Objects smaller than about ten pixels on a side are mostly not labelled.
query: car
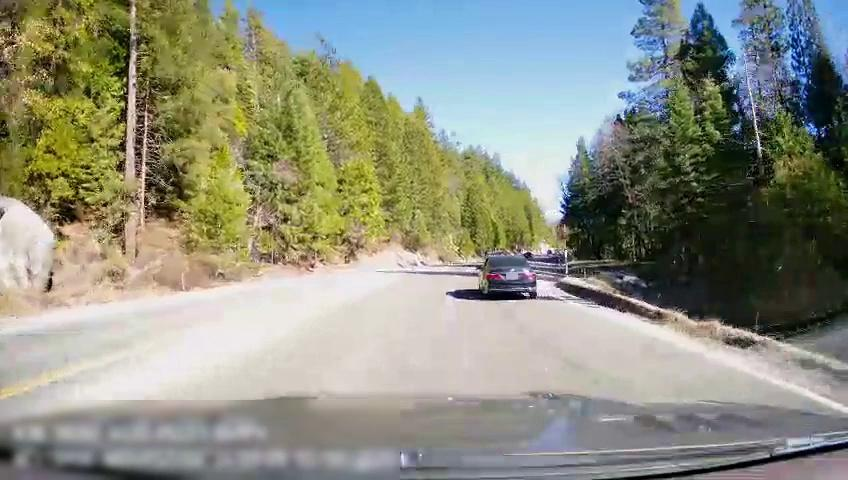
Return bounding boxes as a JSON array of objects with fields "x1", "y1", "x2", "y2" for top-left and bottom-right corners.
[{"x1": 478, "y1": 254, "x2": 538, "y2": 299}]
